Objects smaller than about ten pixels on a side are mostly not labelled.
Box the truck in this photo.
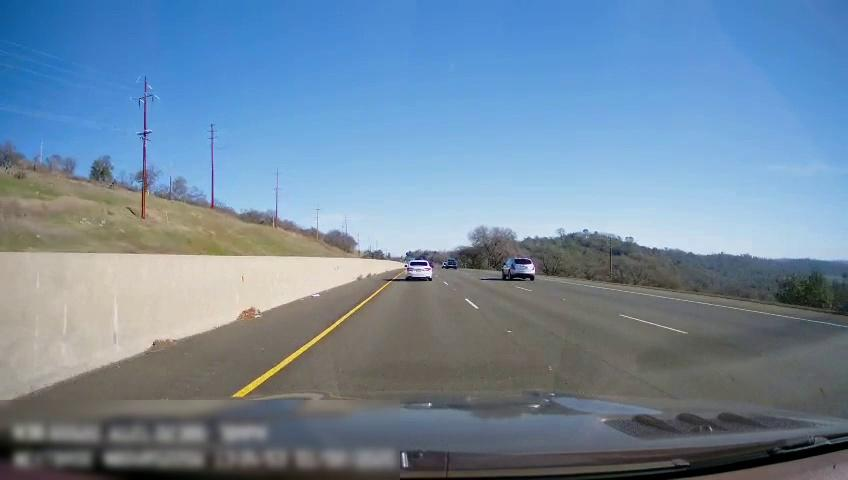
[444,259,458,269]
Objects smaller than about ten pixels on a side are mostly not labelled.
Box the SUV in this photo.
[501,257,536,280]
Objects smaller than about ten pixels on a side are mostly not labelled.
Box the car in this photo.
[404,260,433,281]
